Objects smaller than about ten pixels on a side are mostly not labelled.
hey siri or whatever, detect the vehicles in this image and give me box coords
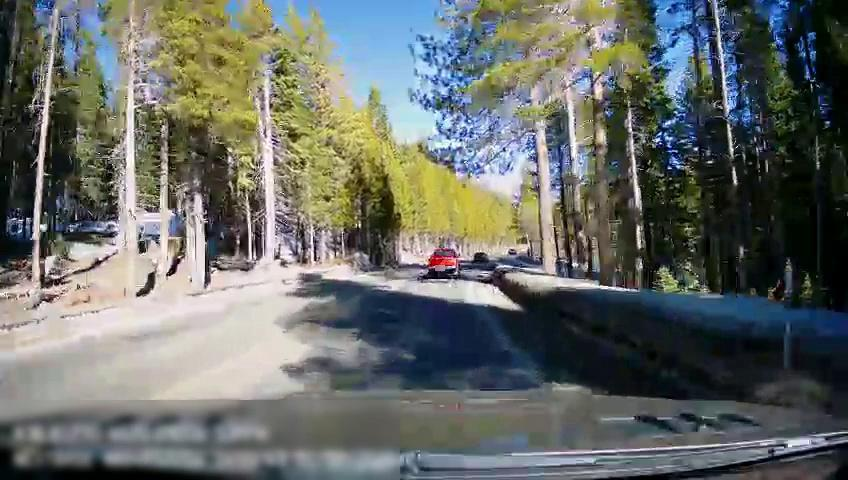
[472,252,489,263]
[427,247,463,277]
